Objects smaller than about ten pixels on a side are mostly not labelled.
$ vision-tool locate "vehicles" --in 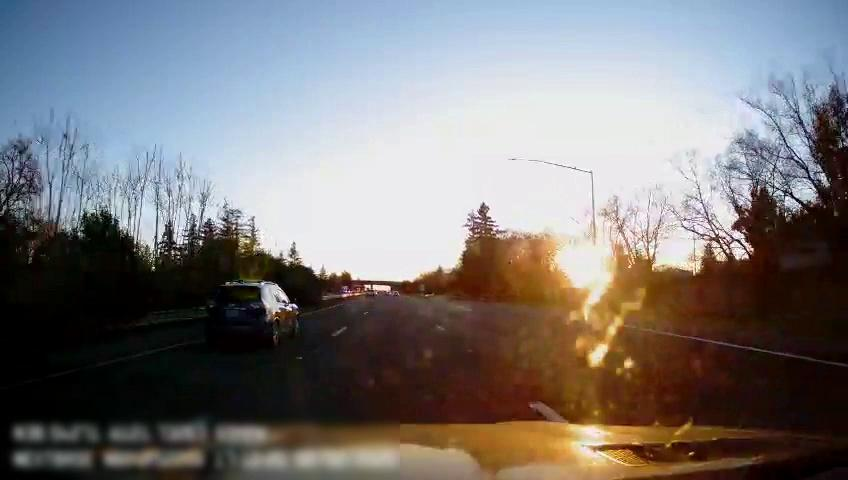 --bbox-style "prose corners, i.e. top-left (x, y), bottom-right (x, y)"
top-left (366, 289), bottom-right (376, 297)
top-left (203, 279), bottom-right (303, 353)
